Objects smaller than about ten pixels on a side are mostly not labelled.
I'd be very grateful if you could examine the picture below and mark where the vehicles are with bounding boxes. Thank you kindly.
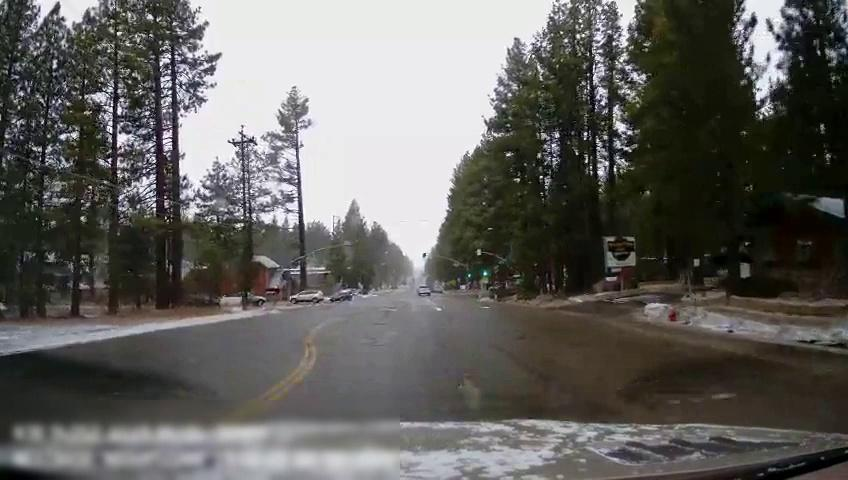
[247,292,266,307]
[416,285,431,298]
[288,290,324,305]
[330,290,354,303]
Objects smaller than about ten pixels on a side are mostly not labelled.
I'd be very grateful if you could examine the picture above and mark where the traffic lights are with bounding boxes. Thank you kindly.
[481,266,490,278]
